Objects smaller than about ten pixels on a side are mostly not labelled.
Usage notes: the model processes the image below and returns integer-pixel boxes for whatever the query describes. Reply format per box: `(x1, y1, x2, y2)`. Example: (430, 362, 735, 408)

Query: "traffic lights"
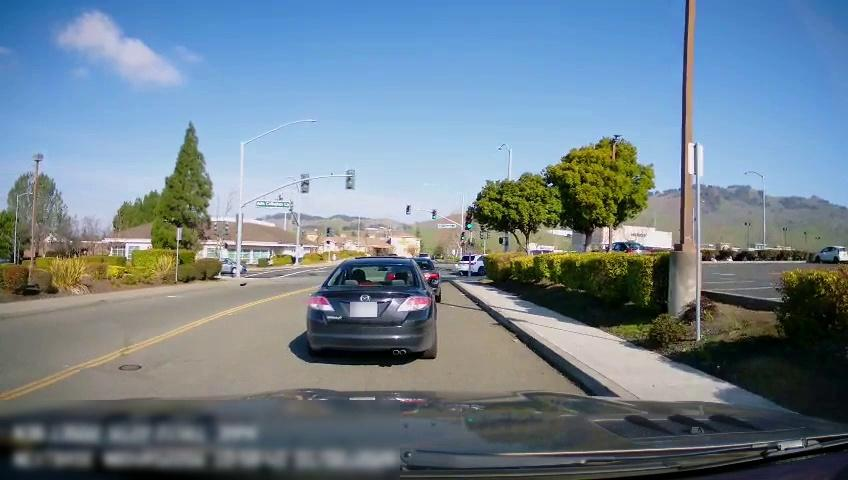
(288, 201, 294, 212)
(344, 167, 355, 190)
(464, 213, 474, 232)
(235, 212, 244, 226)
(459, 231, 467, 242)
(405, 204, 412, 216)
(300, 174, 311, 193)
(431, 207, 438, 220)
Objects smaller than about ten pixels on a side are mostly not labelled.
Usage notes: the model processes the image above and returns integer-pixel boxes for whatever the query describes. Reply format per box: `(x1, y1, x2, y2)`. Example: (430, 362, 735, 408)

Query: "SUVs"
(454, 254, 486, 273)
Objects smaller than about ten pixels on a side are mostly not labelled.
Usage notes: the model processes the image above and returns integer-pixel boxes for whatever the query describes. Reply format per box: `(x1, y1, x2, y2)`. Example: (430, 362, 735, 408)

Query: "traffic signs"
(254, 199, 290, 208)
(436, 223, 457, 230)
(175, 227, 183, 241)
(686, 142, 705, 177)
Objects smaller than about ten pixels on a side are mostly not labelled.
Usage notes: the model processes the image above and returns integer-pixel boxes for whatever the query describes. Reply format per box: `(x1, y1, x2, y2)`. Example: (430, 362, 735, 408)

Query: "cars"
(407, 256, 442, 303)
(305, 254, 440, 360)
(218, 258, 247, 274)
(814, 245, 848, 265)
(604, 240, 657, 257)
